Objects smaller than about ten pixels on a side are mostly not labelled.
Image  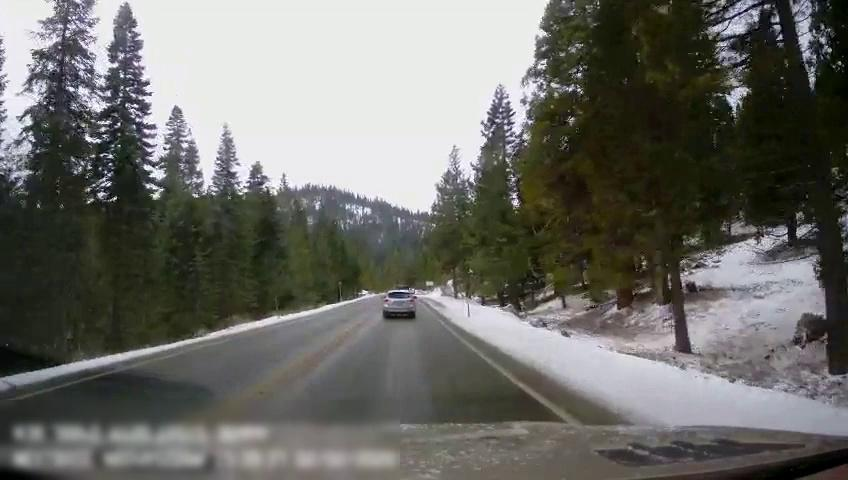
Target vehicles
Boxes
[394,286,410,291]
[383,290,417,318]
